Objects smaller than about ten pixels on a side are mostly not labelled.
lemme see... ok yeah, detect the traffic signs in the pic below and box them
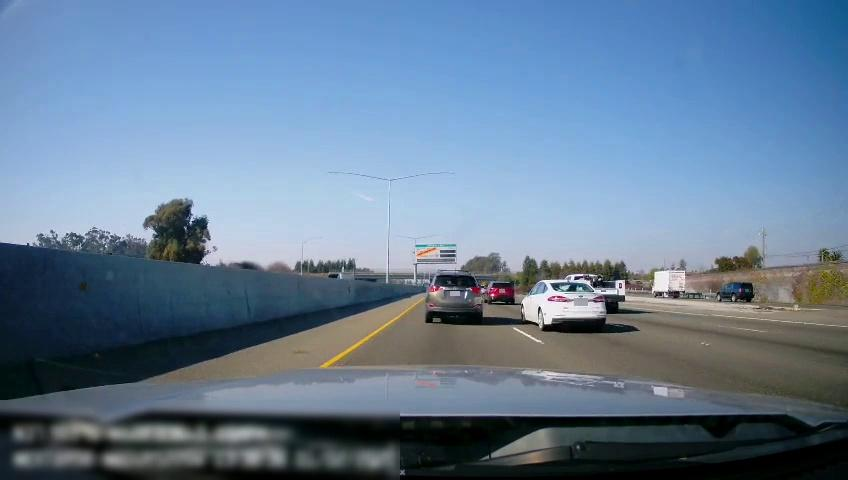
[414,243,457,265]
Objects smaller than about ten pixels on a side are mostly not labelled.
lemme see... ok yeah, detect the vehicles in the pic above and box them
[519,278,608,332]
[484,281,515,305]
[715,281,755,303]
[328,272,355,280]
[424,268,486,324]
[565,273,626,314]
[652,270,686,299]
